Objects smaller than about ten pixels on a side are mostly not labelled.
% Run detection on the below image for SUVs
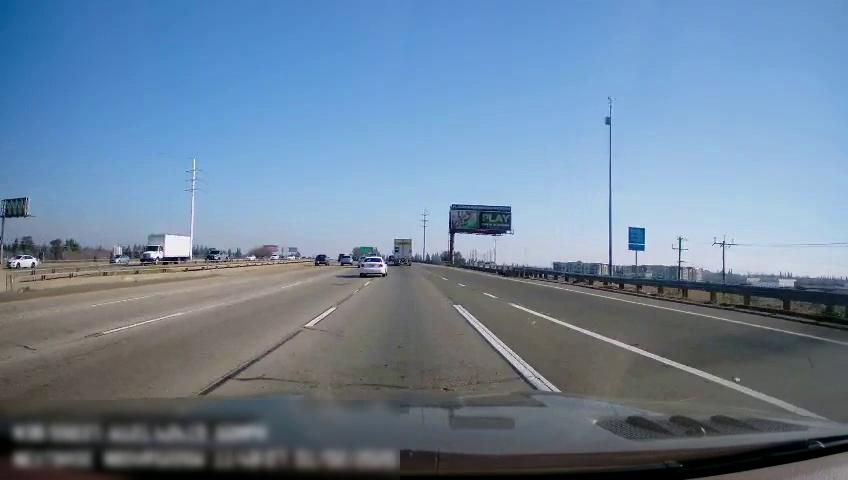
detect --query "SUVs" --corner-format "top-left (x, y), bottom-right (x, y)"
top-left (340, 254), bottom-right (354, 266)
top-left (109, 254), bottom-right (129, 265)
top-left (269, 254), bottom-right (280, 260)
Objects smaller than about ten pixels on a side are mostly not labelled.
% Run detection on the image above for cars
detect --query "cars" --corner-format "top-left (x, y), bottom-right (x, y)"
top-left (6, 255), bottom-right (37, 270)
top-left (358, 256), bottom-right (389, 278)
top-left (286, 254), bottom-right (296, 260)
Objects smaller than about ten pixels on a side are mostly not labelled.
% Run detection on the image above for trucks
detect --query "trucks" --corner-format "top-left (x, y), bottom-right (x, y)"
top-left (391, 238), bottom-right (413, 266)
top-left (313, 253), bottom-right (332, 267)
top-left (205, 250), bottom-right (229, 263)
top-left (139, 234), bottom-right (191, 266)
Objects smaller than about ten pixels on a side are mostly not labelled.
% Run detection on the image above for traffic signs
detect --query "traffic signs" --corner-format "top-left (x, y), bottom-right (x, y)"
top-left (359, 247), bottom-right (378, 256)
